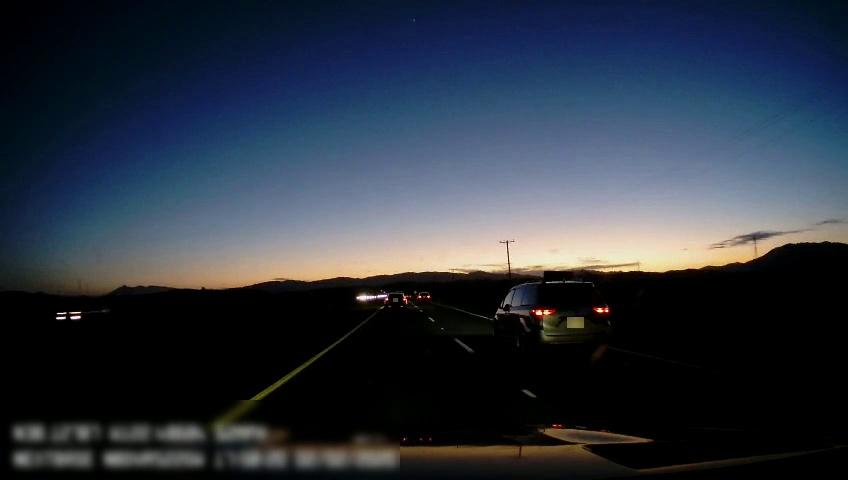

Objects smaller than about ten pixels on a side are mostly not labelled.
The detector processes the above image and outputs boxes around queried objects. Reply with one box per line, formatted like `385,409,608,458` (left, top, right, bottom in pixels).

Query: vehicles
55,301,108,324
416,291,432,304
384,292,408,311
493,280,612,358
